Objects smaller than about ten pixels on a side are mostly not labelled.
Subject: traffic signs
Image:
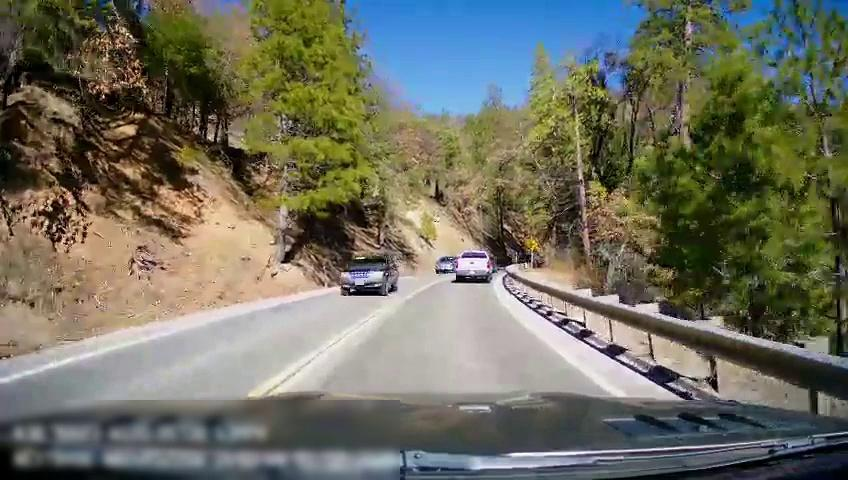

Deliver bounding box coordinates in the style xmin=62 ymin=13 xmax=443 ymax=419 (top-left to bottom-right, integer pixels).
xmin=527 ymin=239 xmax=538 ymax=250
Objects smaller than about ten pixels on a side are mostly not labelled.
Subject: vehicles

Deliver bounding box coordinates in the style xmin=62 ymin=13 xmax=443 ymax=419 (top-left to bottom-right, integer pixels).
xmin=338 ymin=254 xmax=400 ymax=297
xmin=490 ymin=258 xmax=497 ymax=273
xmin=455 ymin=250 xmax=491 ymax=282
xmin=433 ymin=256 xmax=456 ymax=274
